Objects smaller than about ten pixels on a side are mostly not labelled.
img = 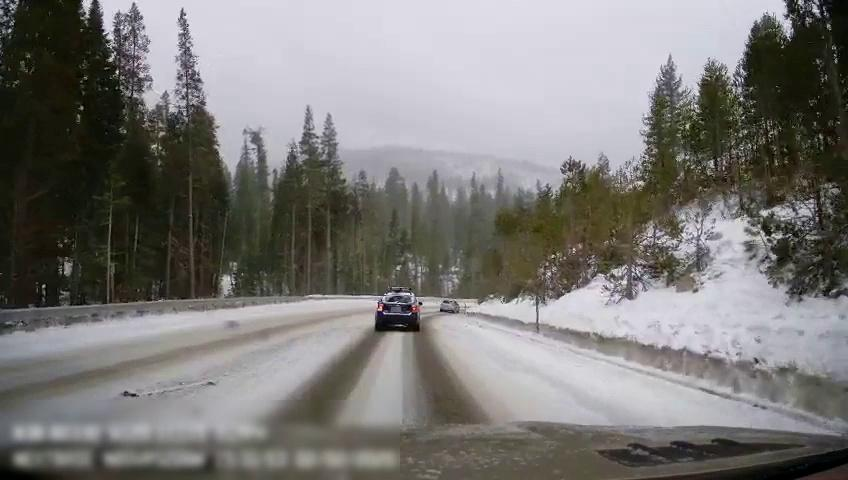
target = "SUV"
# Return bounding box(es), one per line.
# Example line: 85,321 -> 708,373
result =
375,286 -> 423,333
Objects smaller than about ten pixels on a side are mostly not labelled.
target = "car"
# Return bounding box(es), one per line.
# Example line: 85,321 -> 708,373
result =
439,299 -> 460,314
